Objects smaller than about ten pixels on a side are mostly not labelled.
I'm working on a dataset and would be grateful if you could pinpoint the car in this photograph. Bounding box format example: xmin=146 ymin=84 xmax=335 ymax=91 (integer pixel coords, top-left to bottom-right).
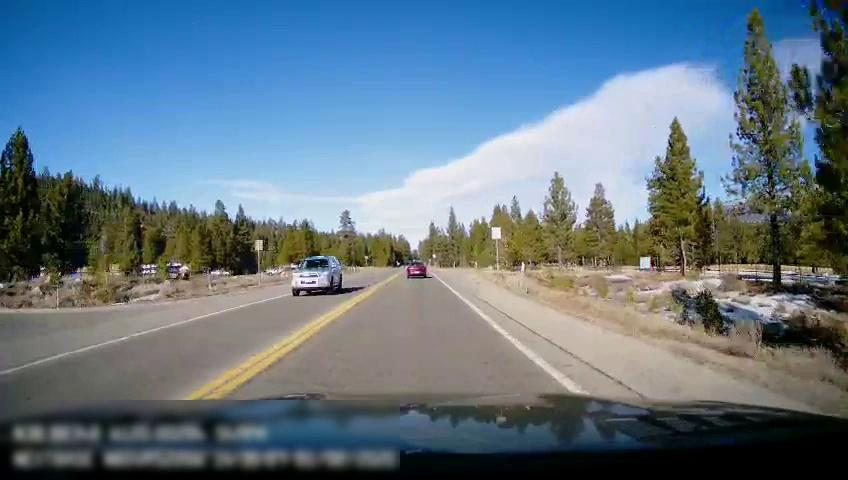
xmin=406 ymin=261 xmax=427 ymax=280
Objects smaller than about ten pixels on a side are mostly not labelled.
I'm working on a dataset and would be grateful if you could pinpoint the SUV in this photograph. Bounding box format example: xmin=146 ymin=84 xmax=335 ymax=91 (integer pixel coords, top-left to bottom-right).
xmin=290 ymin=255 xmax=343 ymax=297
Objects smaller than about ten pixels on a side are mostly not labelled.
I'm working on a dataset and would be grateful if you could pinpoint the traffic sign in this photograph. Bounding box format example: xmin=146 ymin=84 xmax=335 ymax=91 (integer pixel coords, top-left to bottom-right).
xmin=490 ymin=225 xmax=503 ymax=241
